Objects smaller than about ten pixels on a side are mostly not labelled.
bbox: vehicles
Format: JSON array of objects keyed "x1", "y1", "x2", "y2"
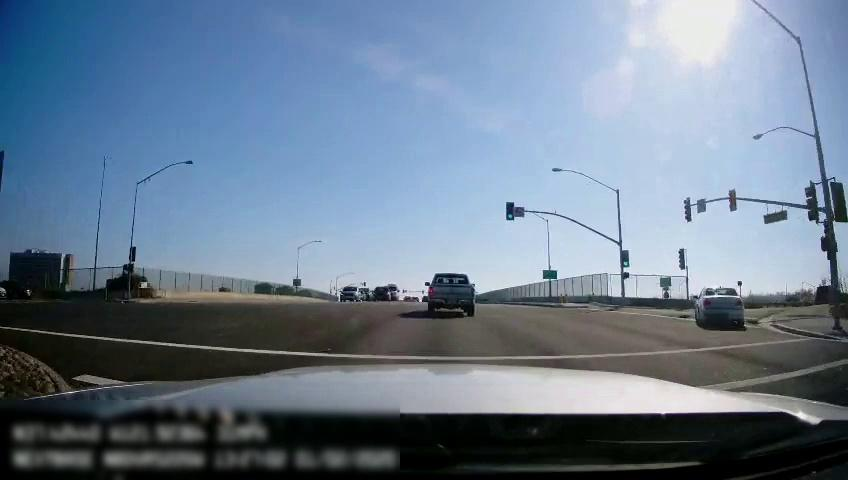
[
  {"x1": 0, "y1": 287, "x2": 8, "y2": 298},
  {"x1": 815, "y1": 285, "x2": 835, "y2": 305},
  {"x1": 0, "y1": 280, "x2": 33, "y2": 300},
  {"x1": 358, "y1": 287, "x2": 371, "y2": 302},
  {"x1": 693, "y1": 287, "x2": 745, "y2": 331},
  {"x1": 372, "y1": 286, "x2": 392, "y2": 302},
  {"x1": 424, "y1": 272, "x2": 476, "y2": 317},
  {"x1": 339, "y1": 286, "x2": 361, "y2": 303},
  {"x1": 387, "y1": 285, "x2": 400, "y2": 302}
]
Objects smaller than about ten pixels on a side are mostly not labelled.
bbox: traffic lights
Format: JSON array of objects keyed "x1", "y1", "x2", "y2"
[
  {"x1": 622, "y1": 249, "x2": 631, "y2": 268},
  {"x1": 129, "y1": 246, "x2": 137, "y2": 262},
  {"x1": 505, "y1": 201, "x2": 515, "y2": 221},
  {"x1": 820, "y1": 236, "x2": 831, "y2": 252},
  {"x1": 728, "y1": 189, "x2": 737, "y2": 212},
  {"x1": 804, "y1": 180, "x2": 820, "y2": 224},
  {"x1": 678, "y1": 248, "x2": 686, "y2": 270},
  {"x1": 683, "y1": 196, "x2": 692, "y2": 223},
  {"x1": 829, "y1": 181, "x2": 848, "y2": 223}
]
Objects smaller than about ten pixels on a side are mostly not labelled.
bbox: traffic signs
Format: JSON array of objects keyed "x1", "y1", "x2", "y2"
[
  {"x1": 659, "y1": 277, "x2": 672, "y2": 287},
  {"x1": 543, "y1": 269, "x2": 558, "y2": 280},
  {"x1": 696, "y1": 198, "x2": 707, "y2": 213},
  {"x1": 763, "y1": 210, "x2": 788, "y2": 225},
  {"x1": 513, "y1": 207, "x2": 525, "y2": 218}
]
